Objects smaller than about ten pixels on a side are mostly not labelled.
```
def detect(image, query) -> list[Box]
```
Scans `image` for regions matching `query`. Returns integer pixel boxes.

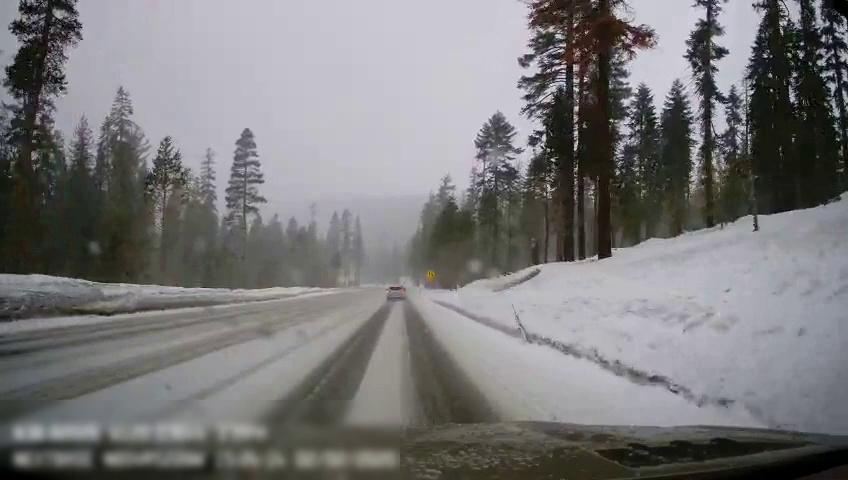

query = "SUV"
[386,286,405,301]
